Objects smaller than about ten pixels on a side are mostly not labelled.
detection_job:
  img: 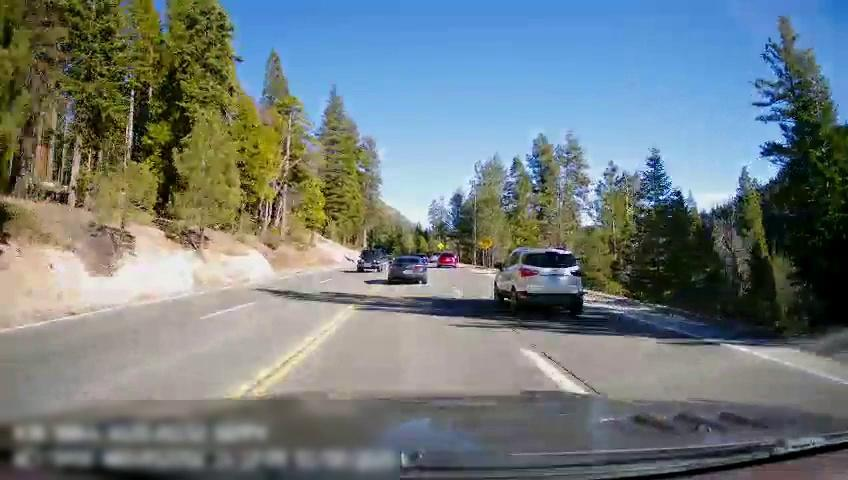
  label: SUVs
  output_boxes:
[492,246,584,316]
[356,249,384,273]
[437,252,457,269]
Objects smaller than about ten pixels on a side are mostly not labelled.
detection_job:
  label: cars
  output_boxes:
[388,256,428,284]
